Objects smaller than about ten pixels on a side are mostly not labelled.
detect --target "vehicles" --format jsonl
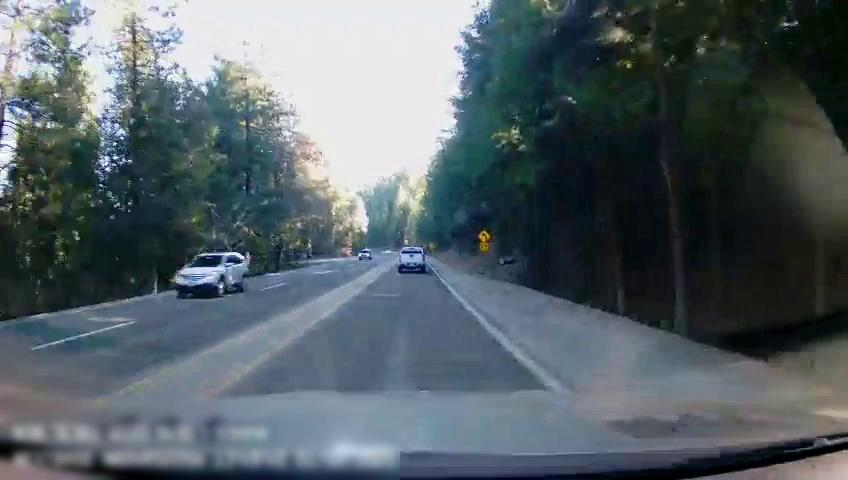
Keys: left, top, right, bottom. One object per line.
{"left": 174, "top": 251, "right": 249, "bottom": 299}
{"left": 358, "top": 247, "right": 373, "bottom": 261}
{"left": 397, "top": 246, "right": 427, "bottom": 274}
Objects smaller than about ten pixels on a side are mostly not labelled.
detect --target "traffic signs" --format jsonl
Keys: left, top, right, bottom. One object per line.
{"left": 479, "top": 242, "right": 489, "bottom": 254}
{"left": 477, "top": 229, "right": 491, "bottom": 243}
